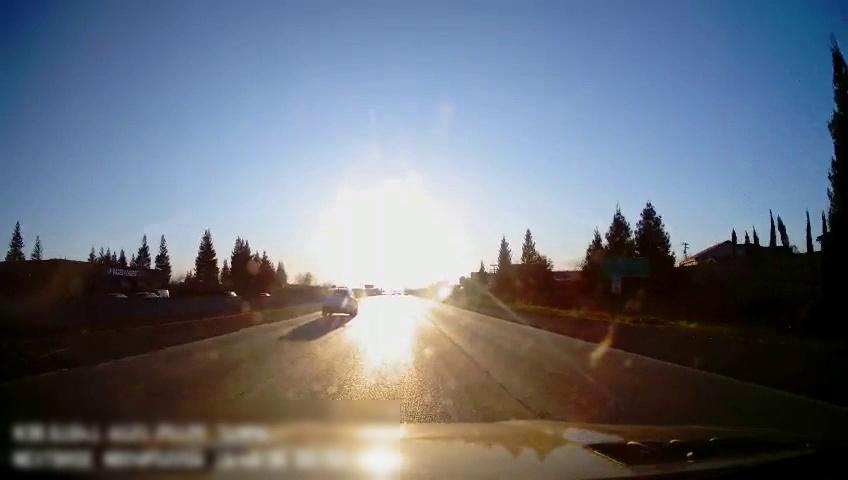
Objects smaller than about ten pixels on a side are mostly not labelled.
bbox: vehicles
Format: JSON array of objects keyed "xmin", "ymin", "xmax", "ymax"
[
  {"xmin": 322, "ymin": 288, "xmax": 358, "ymax": 318},
  {"xmin": 256, "ymin": 292, "xmax": 271, "ymax": 299},
  {"xmin": 218, "ymin": 291, "xmax": 237, "ymax": 298},
  {"xmin": 102, "ymin": 293, "xmax": 128, "ymax": 302},
  {"xmin": 150, "ymin": 289, "xmax": 170, "ymax": 300},
  {"xmin": 131, "ymin": 292, "xmax": 159, "ymax": 301}
]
